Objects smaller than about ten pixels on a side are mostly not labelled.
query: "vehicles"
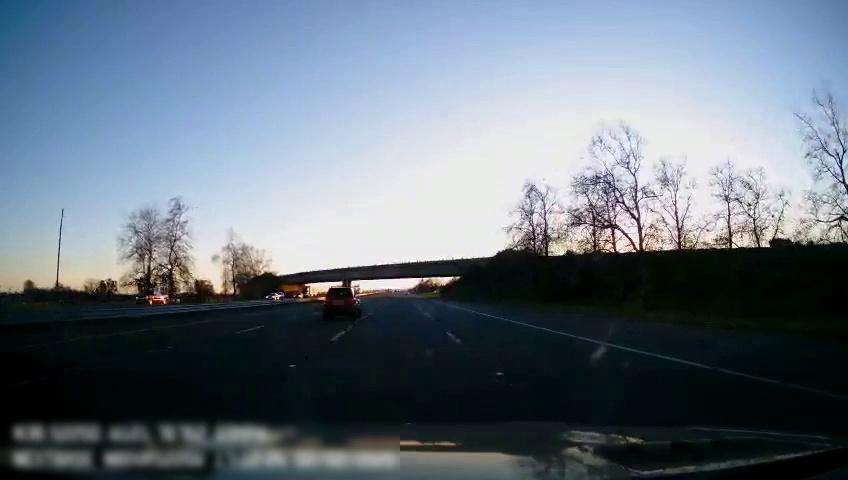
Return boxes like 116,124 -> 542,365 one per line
323,287 -> 362,319
302,286 -> 318,298
293,292 -> 304,299
265,293 -> 280,301
136,289 -> 169,307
